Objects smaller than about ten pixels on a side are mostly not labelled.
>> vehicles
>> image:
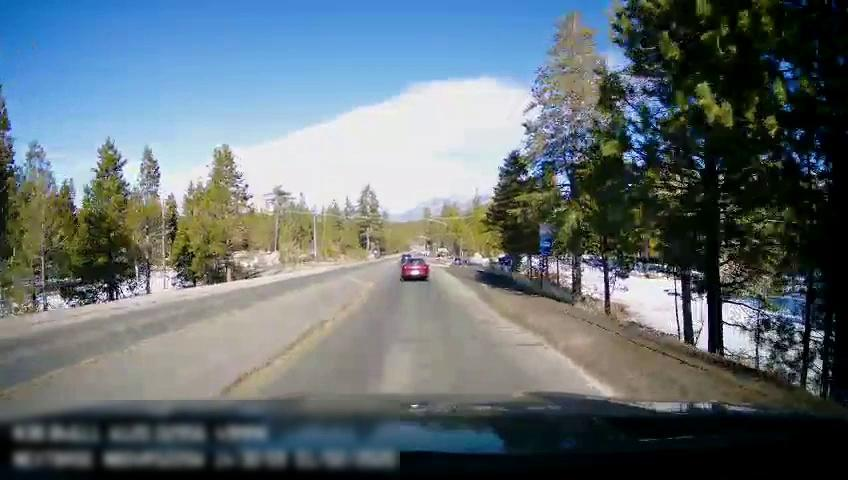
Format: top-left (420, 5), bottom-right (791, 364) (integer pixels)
top-left (400, 254), bottom-right (412, 263)
top-left (402, 259), bottom-right (429, 280)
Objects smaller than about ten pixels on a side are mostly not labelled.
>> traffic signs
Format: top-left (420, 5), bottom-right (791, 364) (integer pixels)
top-left (437, 247), bottom-right (449, 253)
